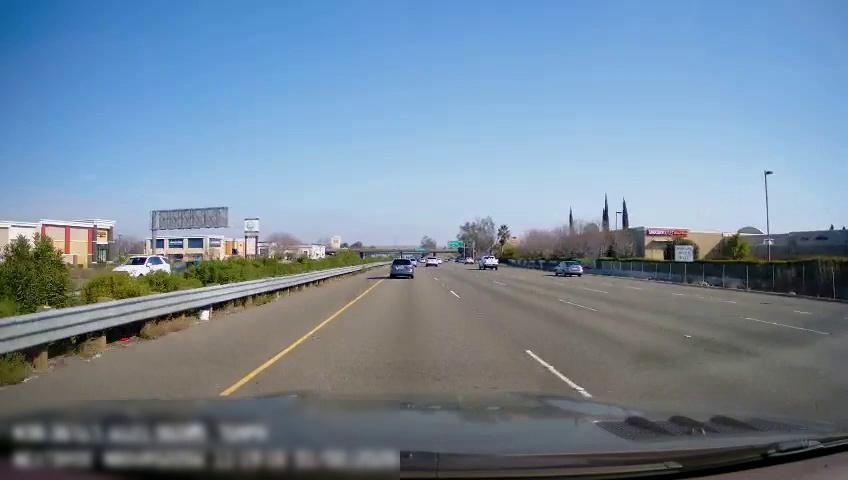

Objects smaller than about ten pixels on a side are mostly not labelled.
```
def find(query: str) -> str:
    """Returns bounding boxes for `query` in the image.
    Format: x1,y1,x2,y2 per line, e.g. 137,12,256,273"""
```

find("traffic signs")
415,246,426,253
447,239,465,249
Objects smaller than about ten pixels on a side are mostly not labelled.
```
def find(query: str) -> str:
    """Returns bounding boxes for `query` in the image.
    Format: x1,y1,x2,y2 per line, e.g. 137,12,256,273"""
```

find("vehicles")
410,258,417,268
425,256,438,267
464,257,474,264
478,255,499,270
390,258,416,279
111,255,171,279
555,261,583,277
